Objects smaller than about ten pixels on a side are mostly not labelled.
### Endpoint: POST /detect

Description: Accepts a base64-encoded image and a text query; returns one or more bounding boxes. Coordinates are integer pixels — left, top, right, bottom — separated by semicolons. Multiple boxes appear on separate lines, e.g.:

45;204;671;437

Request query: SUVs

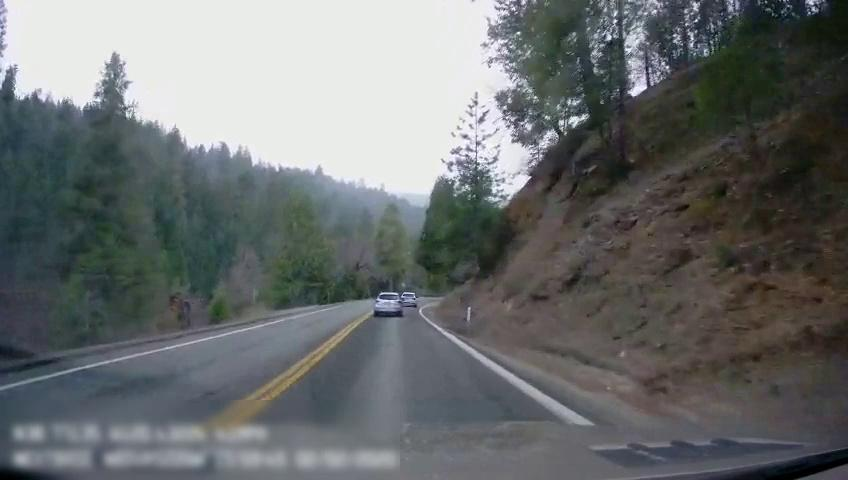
374;292;403;317
401;292;419;307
